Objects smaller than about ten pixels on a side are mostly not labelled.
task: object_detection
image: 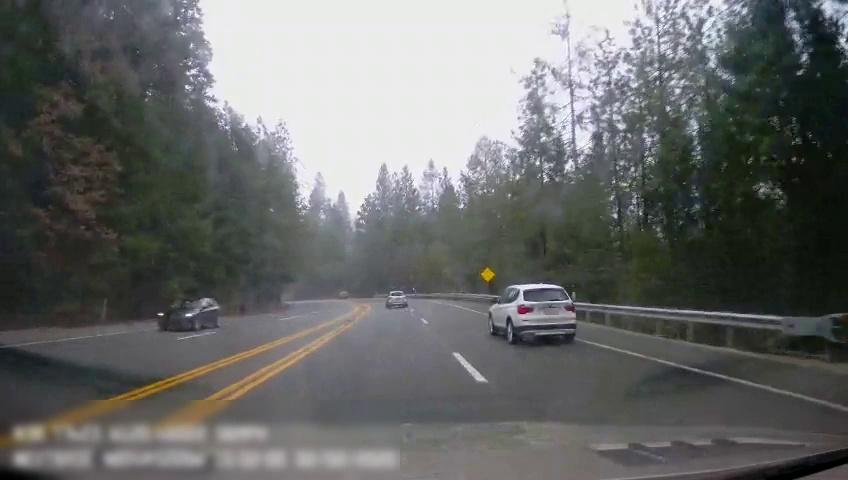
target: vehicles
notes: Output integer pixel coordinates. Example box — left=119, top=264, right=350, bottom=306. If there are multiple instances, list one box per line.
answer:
left=488, top=284, right=576, bottom=346
left=158, top=296, right=221, bottom=333
left=385, top=291, right=409, bottom=309
left=337, top=291, right=350, bottom=300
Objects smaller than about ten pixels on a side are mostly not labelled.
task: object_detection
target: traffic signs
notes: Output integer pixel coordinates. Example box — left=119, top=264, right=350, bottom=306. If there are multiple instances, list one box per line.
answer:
left=481, top=267, right=495, bottom=285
